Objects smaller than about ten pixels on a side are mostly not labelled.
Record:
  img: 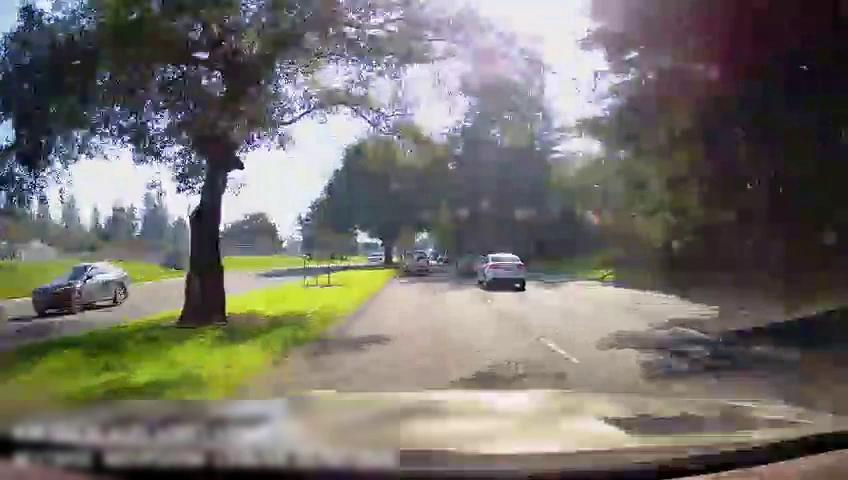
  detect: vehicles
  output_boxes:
[366,252,385,264]
[476,253,527,291]
[404,250,431,274]
[30,262,132,317]
[436,254,449,264]
[454,253,476,274]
